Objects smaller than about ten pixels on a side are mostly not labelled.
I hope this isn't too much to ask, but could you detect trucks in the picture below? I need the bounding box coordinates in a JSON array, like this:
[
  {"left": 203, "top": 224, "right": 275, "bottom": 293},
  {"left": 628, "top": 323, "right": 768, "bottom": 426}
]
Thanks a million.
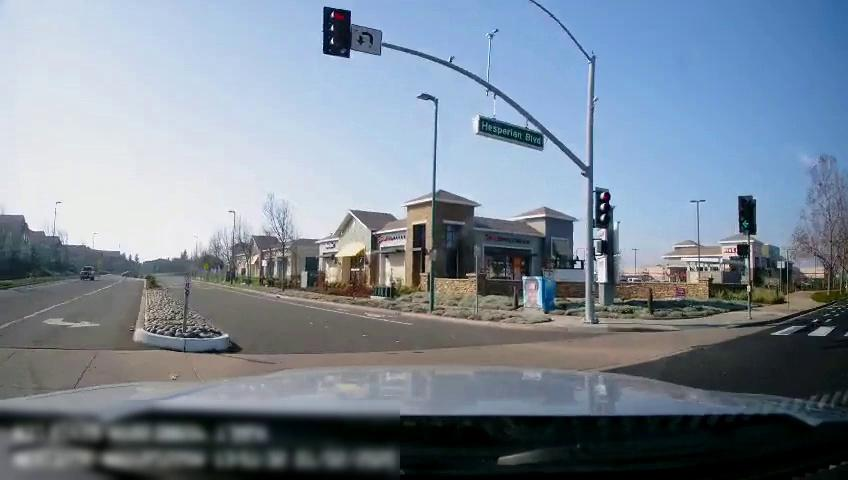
[{"left": 78, "top": 265, "right": 96, "bottom": 282}]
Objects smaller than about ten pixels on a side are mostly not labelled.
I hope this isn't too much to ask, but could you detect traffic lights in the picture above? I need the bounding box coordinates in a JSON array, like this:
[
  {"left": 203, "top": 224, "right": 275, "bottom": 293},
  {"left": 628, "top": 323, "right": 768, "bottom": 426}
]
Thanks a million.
[
  {"left": 737, "top": 195, "right": 758, "bottom": 237},
  {"left": 594, "top": 187, "right": 612, "bottom": 228},
  {"left": 597, "top": 237, "right": 610, "bottom": 255},
  {"left": 321, "top": 6, "right": 353, "bottom": 60},
  {"left": 737, "top": 242, "right": 753, "bottom": 258}
]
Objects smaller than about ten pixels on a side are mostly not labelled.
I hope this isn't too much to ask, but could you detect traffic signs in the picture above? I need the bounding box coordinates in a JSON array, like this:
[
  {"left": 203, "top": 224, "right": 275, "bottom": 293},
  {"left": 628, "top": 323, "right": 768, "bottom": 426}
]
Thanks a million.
[
  {"left": 353, "top": 24, "right": 383, "bottom": 57},
  {"left": 477, "top": 114, "right": 545, "bottom": 152}
]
